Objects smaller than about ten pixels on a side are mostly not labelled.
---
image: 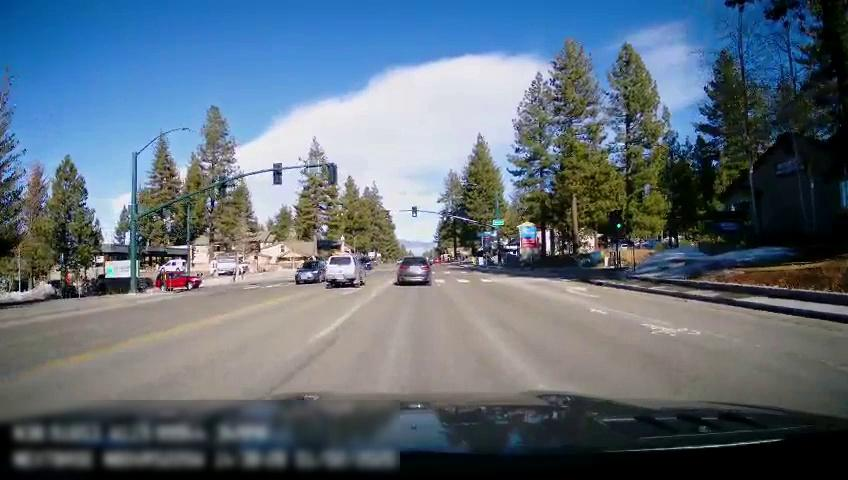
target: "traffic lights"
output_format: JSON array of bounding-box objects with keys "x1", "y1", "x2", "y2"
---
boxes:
[
  {"x1": 273, "y1": 163, "x2": 282, "y2": 185},
  {"x1": 215, "y1": 177, "x2": 226, "y2": 198},
  {"x1": 327, "y1": 163, "x2": 336, "y2": 185}
]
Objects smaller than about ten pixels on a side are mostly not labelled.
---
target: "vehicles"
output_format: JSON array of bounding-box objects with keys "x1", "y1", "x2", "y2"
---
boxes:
[
  {"x1": 324, "y1": 254, "x2": 363, "y2": 289},
  {"x1": 295, "y1": 261, "x2": 327, "y2": 286},
  {"x1": 160, "y1": 258, "x2": 189, "y2": 272},
  {"x1": 396, "y1": 256, "x2": 432, "y2": 287},
  {"x1": 214, "y1": 255, "x2": 245, "y2": 277},
  {"x1": 358, "y1": 255, "x2": 375, "y2": 269},
  {"x1": 153, "y1": 270, "x2": 203, "y2": 291}
]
